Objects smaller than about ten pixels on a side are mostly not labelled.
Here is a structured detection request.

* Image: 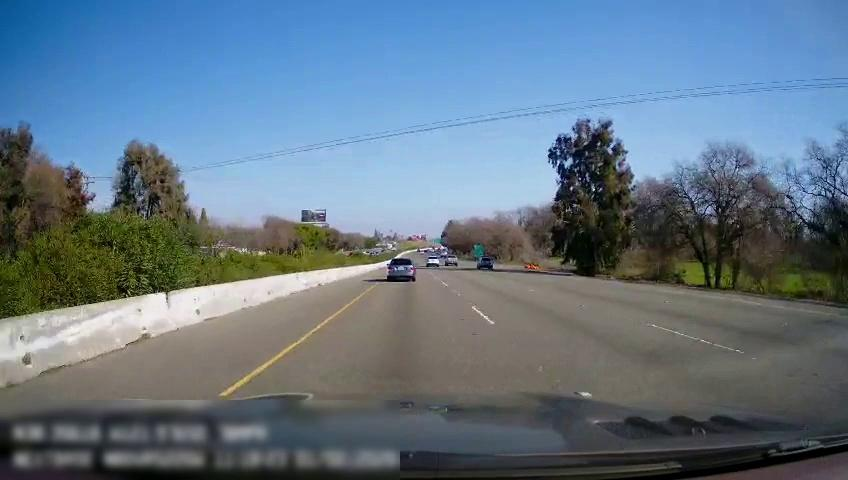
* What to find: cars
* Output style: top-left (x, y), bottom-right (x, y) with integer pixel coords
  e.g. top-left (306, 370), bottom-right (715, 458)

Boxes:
top-left (386, 258), bottom-right (416, 281)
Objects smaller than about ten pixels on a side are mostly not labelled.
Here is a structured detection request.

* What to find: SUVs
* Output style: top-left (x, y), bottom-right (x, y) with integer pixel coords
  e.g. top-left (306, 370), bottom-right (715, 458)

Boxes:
top-left (476, 256), bottom-right (493, 270)
top-left (426, 255), bottom-right (440, 267)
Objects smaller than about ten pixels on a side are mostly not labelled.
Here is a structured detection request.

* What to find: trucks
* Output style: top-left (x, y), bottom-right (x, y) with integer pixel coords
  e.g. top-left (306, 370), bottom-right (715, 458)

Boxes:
top-left (444, 254), bottom-right (458, 266)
